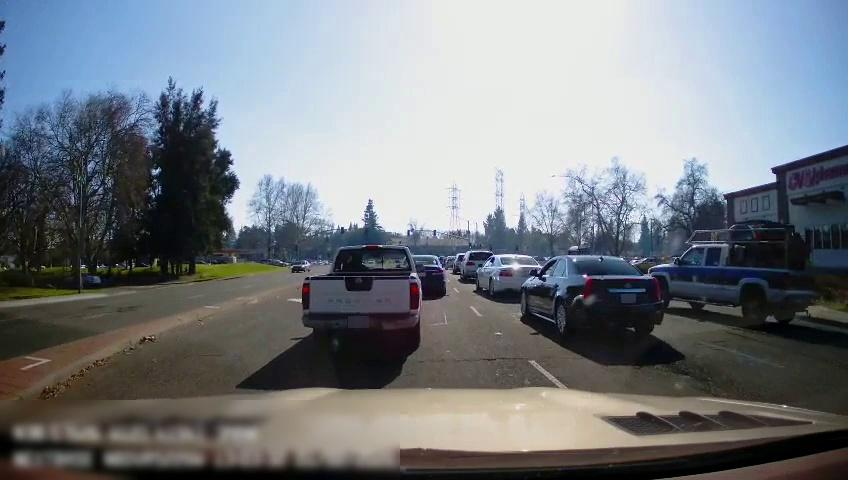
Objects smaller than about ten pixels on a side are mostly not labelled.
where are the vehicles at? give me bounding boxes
[454,251,467,273]
[518,254,671,341]
[648,228,821,330]
[412,254,447,298]
[474,253,542,299]
[444,255,457,272]
[459,249,494,281]
[290,258,311,273]
[300,243,426,351]
[80,272,104,285]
